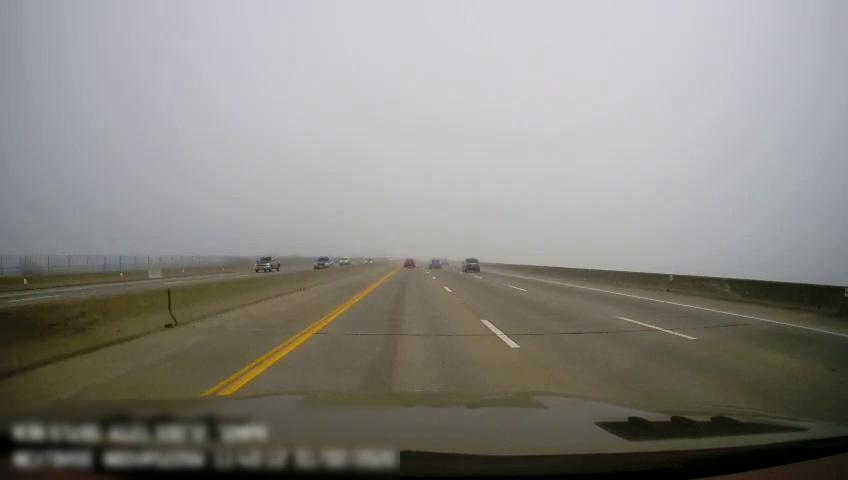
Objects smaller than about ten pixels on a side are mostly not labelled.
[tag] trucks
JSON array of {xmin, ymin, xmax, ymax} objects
[{"xmin": 255, "ymin": 256, "xmax": 282, "ymax": 273}]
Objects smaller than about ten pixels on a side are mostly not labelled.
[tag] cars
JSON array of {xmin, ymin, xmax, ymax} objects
[
  {"xmin": 427, "ymin": 258, "xmax": 443, "ymax": 270},
  {"xmin": 338, "ymin": 256, "xmax": 353, "ymax": 267},
  {"xmin": 312, "ymin": 256, "xmax": 335, "ymax": 270},
  {"xmin": 403, "ymin": 257, "xmax": 416, "ymax": 268},
  {"xmin": 461, "ymin": 257, "xmax": 481, "ymax": 273}
]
